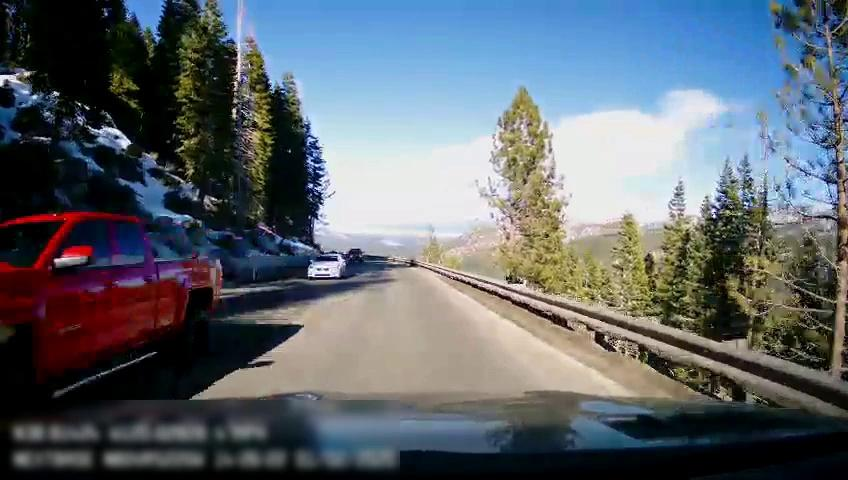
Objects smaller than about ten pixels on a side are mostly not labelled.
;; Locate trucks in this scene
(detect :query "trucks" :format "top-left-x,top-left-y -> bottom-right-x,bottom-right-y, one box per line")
342,248 -> 367,267
0,212 -> 225,403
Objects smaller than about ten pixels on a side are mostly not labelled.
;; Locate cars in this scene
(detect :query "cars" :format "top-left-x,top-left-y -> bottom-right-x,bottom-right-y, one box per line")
306,254 -> 348,282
